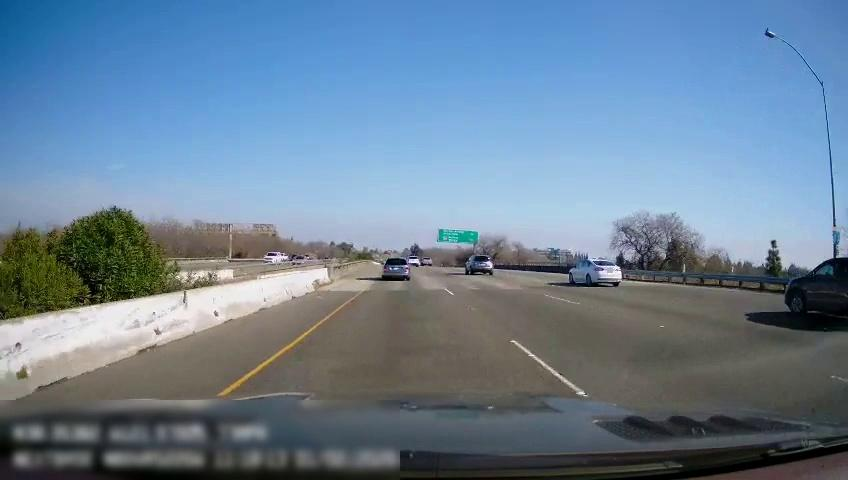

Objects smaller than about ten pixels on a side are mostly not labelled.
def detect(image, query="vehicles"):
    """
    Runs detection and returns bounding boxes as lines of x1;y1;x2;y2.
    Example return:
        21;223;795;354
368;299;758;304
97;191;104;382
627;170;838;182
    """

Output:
567;258;622;287
264;251;288;264
408;256;419;267
292;255;313;266
385;260;414;284
783;257;848;316
464;255;493;276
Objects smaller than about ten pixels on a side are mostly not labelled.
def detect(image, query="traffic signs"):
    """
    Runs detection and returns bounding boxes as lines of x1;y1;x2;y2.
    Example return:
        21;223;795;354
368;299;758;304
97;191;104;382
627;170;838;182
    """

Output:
438;228;479;245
